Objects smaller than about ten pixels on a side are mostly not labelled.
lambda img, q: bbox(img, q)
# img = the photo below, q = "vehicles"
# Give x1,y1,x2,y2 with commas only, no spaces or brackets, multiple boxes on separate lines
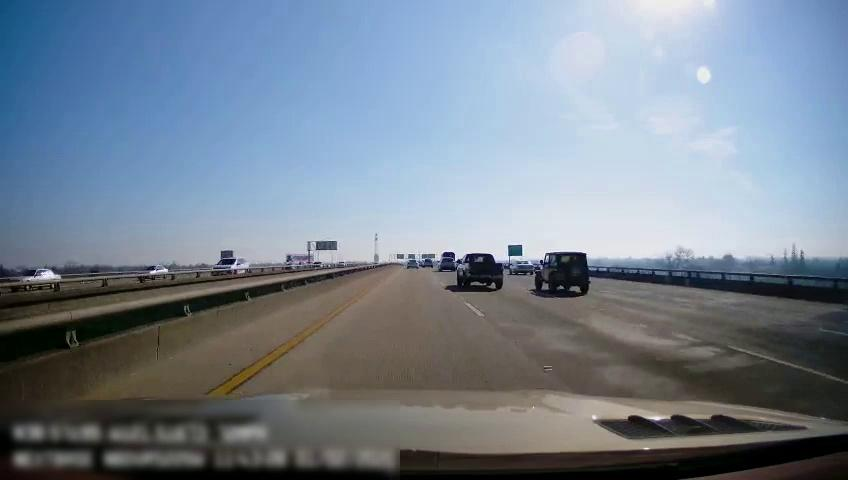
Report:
441,251,456,262
135,264,170,281
285,262,304,270
508,260,535,276
534,251,591,296
437,257,458,272
421,258,434,269
406,259,419,270
6,267,63,293
455,252,504,291
210,256,250,276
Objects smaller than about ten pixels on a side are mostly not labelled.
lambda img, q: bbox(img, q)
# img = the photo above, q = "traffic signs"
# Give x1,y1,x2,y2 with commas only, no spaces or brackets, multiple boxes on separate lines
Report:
507,244,523,257
315,240,338,251
221,250,233,258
